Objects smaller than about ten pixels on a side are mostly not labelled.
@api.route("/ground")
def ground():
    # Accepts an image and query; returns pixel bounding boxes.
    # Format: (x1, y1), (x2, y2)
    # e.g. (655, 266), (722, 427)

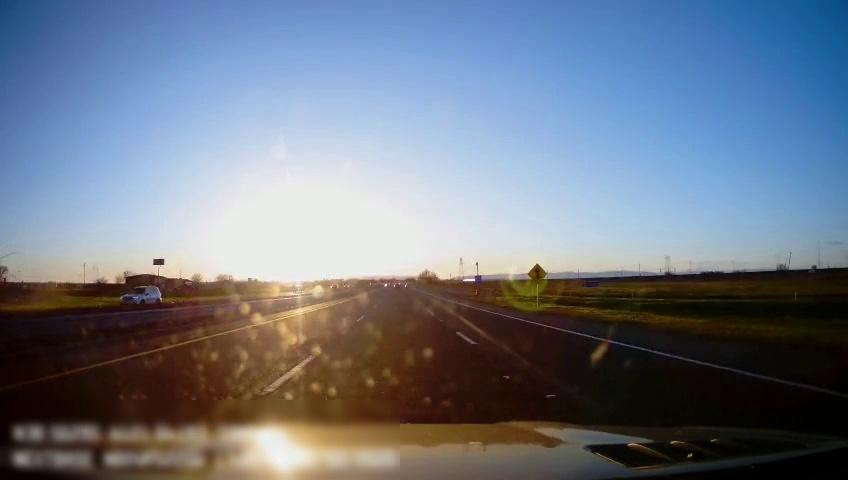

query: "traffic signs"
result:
(584, 279), (601, 288)
(528, 262), (548, 285)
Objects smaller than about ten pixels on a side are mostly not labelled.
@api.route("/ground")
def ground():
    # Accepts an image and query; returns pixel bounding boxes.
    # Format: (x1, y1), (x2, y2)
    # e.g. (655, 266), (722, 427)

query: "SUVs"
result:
(118, 286), (162, 310)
